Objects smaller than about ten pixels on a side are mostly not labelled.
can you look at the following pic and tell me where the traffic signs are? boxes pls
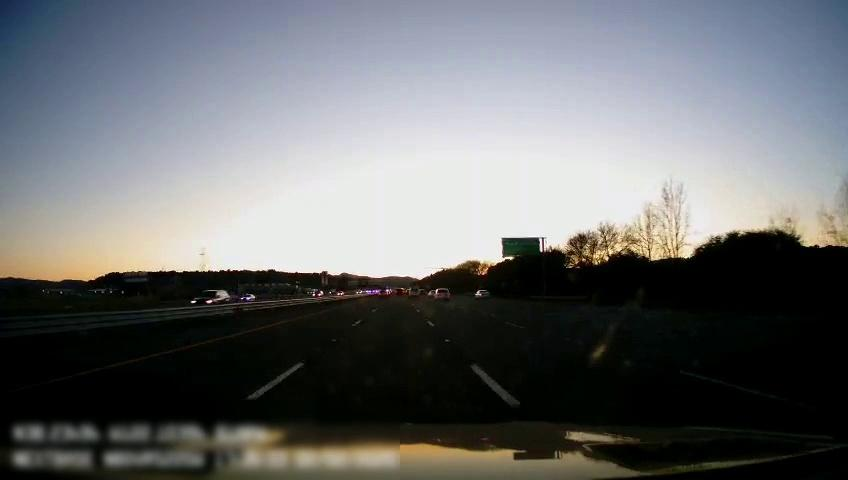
[501,236,542,259]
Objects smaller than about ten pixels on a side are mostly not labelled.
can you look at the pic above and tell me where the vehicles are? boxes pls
[190,289,232,306]
[239,293,256,302]
[433,288,451,303]
[474,289,490,299]
[312,290,324,297]
[408,287,420,299]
